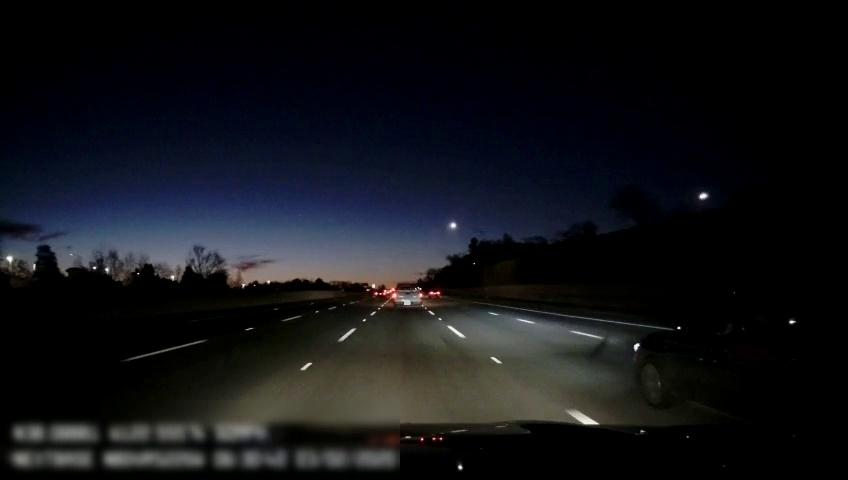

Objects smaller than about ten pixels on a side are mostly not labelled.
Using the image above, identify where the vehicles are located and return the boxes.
[370,287,390,301]
[389,283,422,313]
[627,297,817,421]
[426,289,442,300]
